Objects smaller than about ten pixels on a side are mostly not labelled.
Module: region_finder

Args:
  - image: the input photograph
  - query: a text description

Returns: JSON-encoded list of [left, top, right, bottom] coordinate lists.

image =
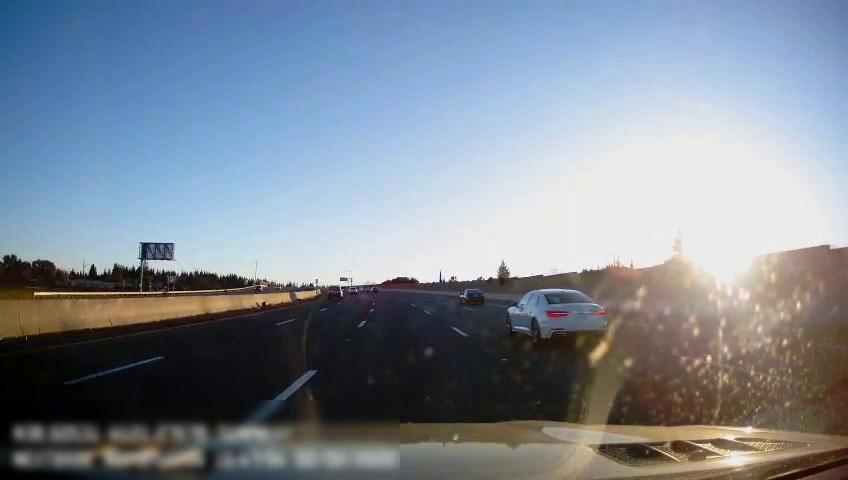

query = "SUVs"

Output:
[[327, 286, 342, 299]]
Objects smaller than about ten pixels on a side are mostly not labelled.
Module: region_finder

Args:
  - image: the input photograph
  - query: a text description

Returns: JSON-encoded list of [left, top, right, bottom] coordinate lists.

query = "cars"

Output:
[[459, 289, 485, 306], [503, 289, 609, 351]]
